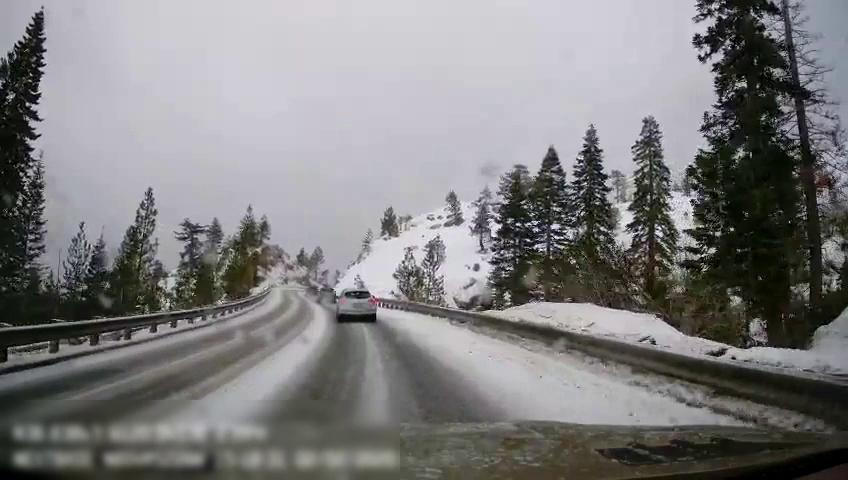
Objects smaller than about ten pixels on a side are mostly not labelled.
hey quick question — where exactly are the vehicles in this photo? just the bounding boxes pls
[305,284,318,295]
[318,287,336,303]
[335,288,377,324]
